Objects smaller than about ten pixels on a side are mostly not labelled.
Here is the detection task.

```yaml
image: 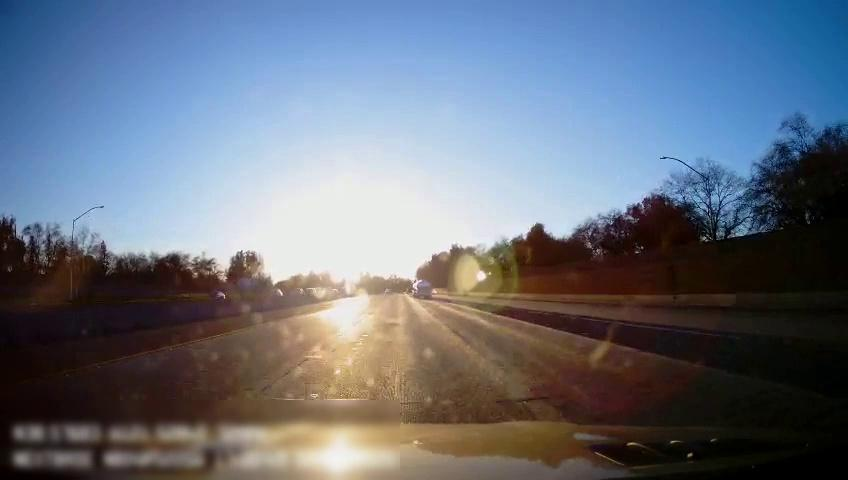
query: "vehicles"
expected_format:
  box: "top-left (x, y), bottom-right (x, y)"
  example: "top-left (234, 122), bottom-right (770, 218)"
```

top-left (206, 291), bottom-right (226, 299)
top-left (413, 279), bottom-right (431, 300)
